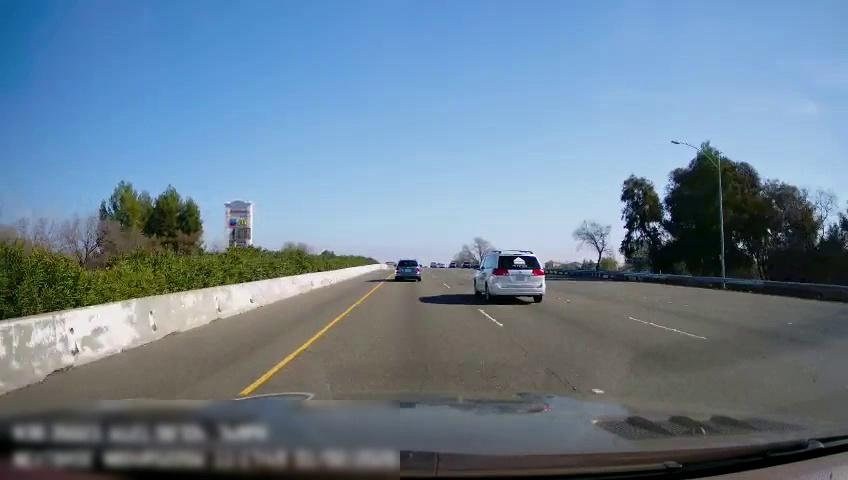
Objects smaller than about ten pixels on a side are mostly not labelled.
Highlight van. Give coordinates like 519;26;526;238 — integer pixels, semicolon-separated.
472;254;546;305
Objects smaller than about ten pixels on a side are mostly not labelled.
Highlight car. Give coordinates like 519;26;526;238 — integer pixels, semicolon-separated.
393;260;423;282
